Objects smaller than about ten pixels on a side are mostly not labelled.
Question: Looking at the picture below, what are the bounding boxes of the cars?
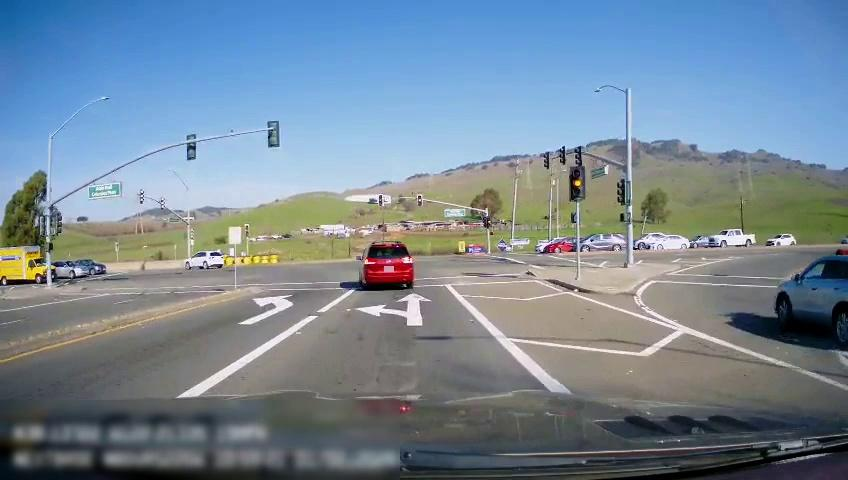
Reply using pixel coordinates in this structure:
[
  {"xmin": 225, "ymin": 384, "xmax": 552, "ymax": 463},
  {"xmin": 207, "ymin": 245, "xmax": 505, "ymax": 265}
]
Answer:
[
  {"xmin": 535, "ymin": 236, "xmax": 565, "ymax": 253},
  {"xmin": 543, "ymin": 238, "xmax": 577, "ymax": 254},
  {"xmin": 645, "ymin": 235, "xmax": 691, "ymax": 251},
  {"xmin": 183, "ymin": 250, "xmax": 225, "ymax": 270},
  {"xmin": 687, "ymin": 235, "xmax": 712, "ymax": 249},
  {"xmin": 71, "ymin": 258, "xmax": 106, "ymax": 276},
  {"xmin": 49, "ymin": 259, "xmax": 90, "ymax": 279}
]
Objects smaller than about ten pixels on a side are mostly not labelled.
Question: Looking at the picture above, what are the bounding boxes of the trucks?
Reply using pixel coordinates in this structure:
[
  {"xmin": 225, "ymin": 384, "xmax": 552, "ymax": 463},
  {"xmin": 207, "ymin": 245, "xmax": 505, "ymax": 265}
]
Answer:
[
  {"xmin": 707, "ymin": 228, "xmax": 757, "ymax": 249},
  {"xmin": 0, "ymin": 246, "xmax": 58, "ymax": 286}
]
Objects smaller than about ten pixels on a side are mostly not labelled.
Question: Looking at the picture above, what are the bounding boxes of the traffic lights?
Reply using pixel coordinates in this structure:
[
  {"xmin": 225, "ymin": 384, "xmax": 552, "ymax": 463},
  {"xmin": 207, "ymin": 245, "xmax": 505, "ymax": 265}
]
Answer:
[
  {"xmin": 615, "ymin": 178, "xmax": 627, "ymax": 207},
  {"xmin": 619, "ymin": 212, "xmax": 628, "ymax": 223},
  {"xmin": 184, "ymin": 132, "xmax": 199, "ymax": 162},
  {"xmin": 415, "ymin": 193, "xmax": 425, "ymax": 209},
  {"xmin": 158, "ymin": 194, "xmax": 167, "ymax": 211},
  {"xmin": 243, "ymin": 223, "xmax": 251, "ymax": 237},
  {"xmin": 482, "ymin": 217, "xmax": 489, "ymax": 228},
  {"xmin": 486, "ymin": 217, "xmax": 492, "ymax": 228},
  {"xmin": 266, "ymin": 119, "xmax": 281, "ymax": 149},
  {"xmin": 567, "ymin": 165, "xmax": 587, "ymax": 203},
  {"xmin": 138, "ymin": 189, "xmax": 146, "ymax": 205},
  {"xmin": 542, "ymin": 151, "xmax": 551, "ymax": 171},
  {"xmin": 50, "ymin": 210, "xmax": 64, "ymax": 237},
  {"xmin": 573, "ymin": 144, "xmax": 584, "ymax": 169},
  {"xmin": 558, "ymin": 144, "xmax": 567, "ymax": 165},
  {"xmin": 37, "ymin": 214, "xmax": 47, "ymax": 237},
  {"xmin": 569, "ymin": 211, "xmax": 579, "ymax": 225},
  {"xmin": 376, "ymin": 192, "xmax": 385, "ymax": 208}
]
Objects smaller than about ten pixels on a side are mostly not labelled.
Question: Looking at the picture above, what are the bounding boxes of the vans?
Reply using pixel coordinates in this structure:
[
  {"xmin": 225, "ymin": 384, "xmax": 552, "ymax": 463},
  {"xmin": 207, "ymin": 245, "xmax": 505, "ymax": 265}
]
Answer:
[
  {"xmin": 574, "ymin": 232, "xmax": 626, "ymax": 253},
  {"xmin": 355, "ymin": 239, "xmax": 416, "ymax": 289}
]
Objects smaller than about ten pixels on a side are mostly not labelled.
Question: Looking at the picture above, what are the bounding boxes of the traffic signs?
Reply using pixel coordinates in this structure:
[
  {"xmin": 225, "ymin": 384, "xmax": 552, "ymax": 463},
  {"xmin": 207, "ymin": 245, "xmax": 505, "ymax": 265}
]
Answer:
[
  {"xmin": 443, "ymin": 206, "xmax": 468, "ymax": 219},
  {"xmin": 226, "ymin": 225, "xmax": 242, "ymax": 246},
  {"xmin": 590, "ymin": 162, "xmax": 609, "ymax": 180},
  {"xmin": 87, "ymin": 181, "xmax": 123, "ymax": 200}
]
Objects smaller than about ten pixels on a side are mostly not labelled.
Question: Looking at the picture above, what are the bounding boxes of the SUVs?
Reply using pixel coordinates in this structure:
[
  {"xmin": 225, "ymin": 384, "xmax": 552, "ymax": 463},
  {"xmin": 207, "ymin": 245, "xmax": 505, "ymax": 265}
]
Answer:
[
  {"xmin": 632, "ymin": 232, "xmax": 667, "ymax": 251},
  {"xmin": 773, "ymin": 254, "xmax": 848, "ymax": 344},
  {"xmin": 766, "ymin": 233, "xmax": 797, "ymax": 247}
]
